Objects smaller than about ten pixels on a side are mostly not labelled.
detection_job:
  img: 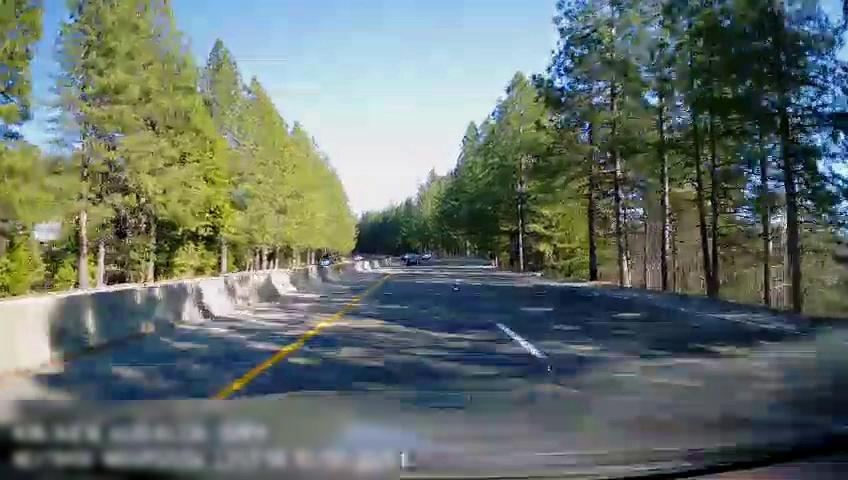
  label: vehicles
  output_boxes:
[405,255,418,266]
[319,256,336,267]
